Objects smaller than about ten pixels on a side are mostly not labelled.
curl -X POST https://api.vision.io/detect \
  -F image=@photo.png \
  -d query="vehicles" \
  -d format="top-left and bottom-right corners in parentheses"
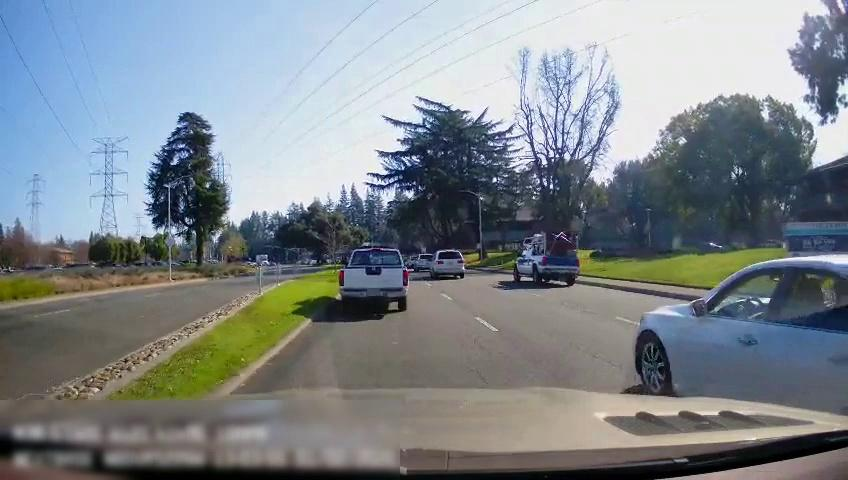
top-left (429, 248), bottom-right (466, 280)
top-left (413, 252), bottom-right (434, 272)
top-left (635, 255), bottom-right (848, 415)
top-left (337, 247), bottom-right (410, 313)
top-left (512, 230), bottom-right (582, 286)
top-left (255, 254), bottom-right (270, 268)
